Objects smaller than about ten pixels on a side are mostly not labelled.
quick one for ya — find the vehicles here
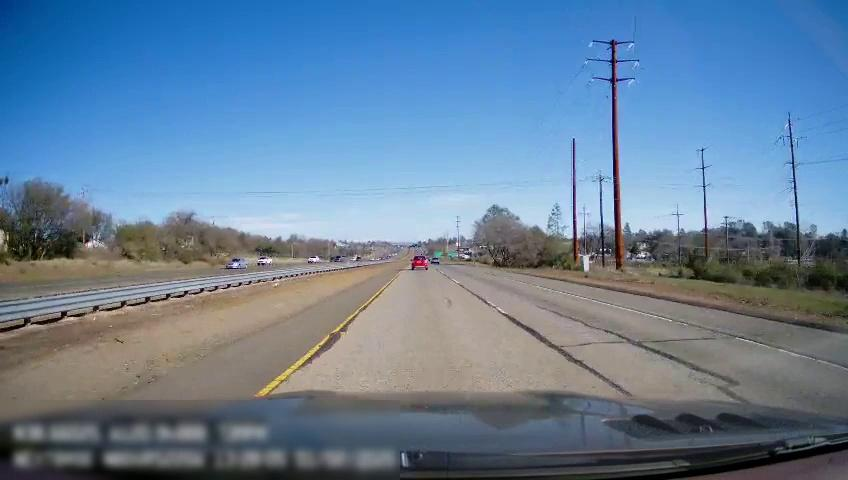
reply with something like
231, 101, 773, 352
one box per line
430, 257, 441, 265
307, 256, 320, 264
411, 254, 430, 271
334, 256, 343, 263
225, 258, 248, 271
256, 256, 272, 266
